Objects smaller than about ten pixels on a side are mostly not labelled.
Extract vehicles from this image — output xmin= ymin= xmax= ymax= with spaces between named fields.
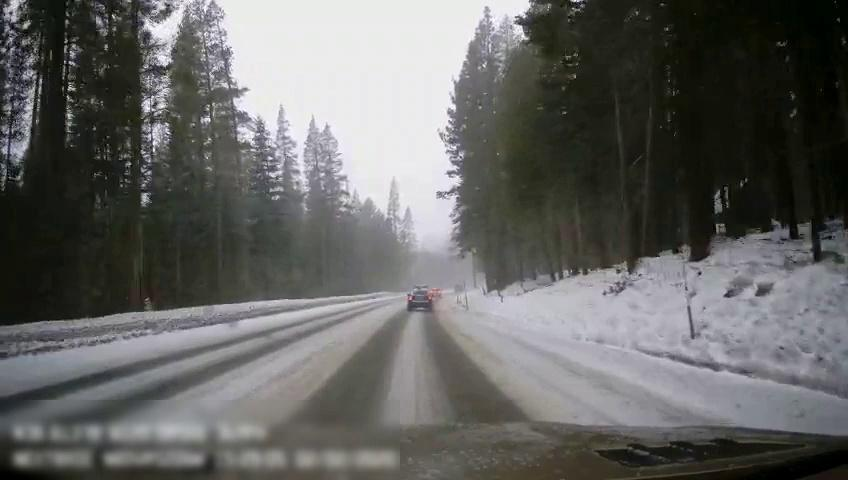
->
xmin=406 ymin=285 xmax=435 ymax=313
xmin=429 ymin=288 xmax=442 ymax=297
